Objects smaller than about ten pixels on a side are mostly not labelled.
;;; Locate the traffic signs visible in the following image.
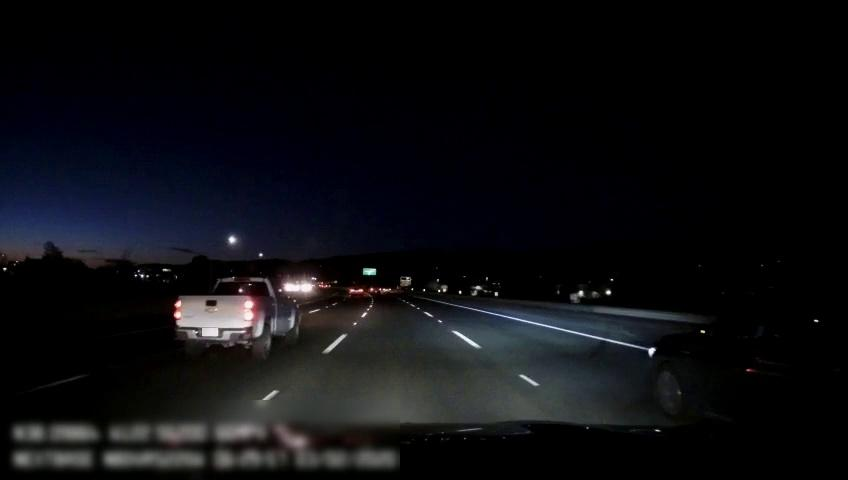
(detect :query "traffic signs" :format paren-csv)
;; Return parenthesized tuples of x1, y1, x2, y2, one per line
(362, 267, 377, 276)
(399, 275, 413, 288)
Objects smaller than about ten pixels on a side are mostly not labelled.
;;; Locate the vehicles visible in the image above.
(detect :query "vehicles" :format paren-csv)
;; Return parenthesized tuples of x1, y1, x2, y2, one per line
(172, 274, 301, 367)
(369, 285, 382, 296)
(636, 275, 848, 423)
(348, 284, 367, 298)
